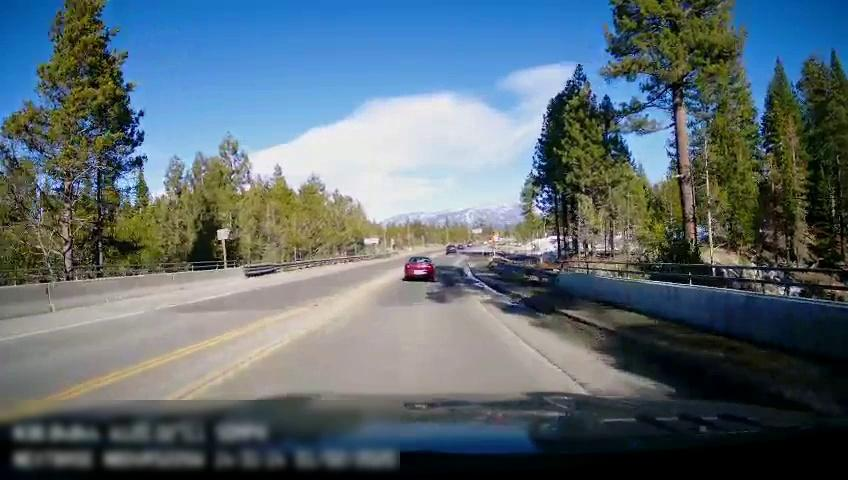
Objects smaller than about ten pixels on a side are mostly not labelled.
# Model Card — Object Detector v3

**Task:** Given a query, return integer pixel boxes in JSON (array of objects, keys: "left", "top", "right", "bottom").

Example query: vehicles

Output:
[
  {"left": 406, "top": 258, "right": 433, "bottom": 278},
  {"left": 446, "top": 245, "right": 458, "bottom": 255}
]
